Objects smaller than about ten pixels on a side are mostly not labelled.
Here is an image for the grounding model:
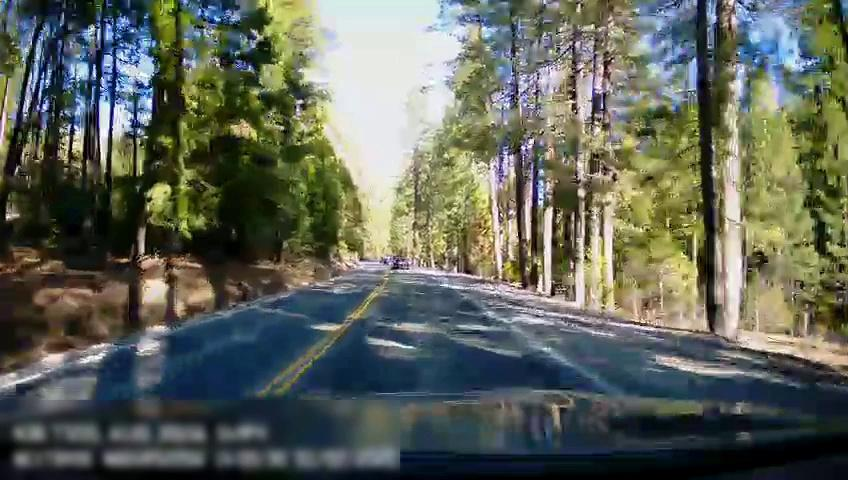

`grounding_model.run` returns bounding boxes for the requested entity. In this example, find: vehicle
[392,259,406,270]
